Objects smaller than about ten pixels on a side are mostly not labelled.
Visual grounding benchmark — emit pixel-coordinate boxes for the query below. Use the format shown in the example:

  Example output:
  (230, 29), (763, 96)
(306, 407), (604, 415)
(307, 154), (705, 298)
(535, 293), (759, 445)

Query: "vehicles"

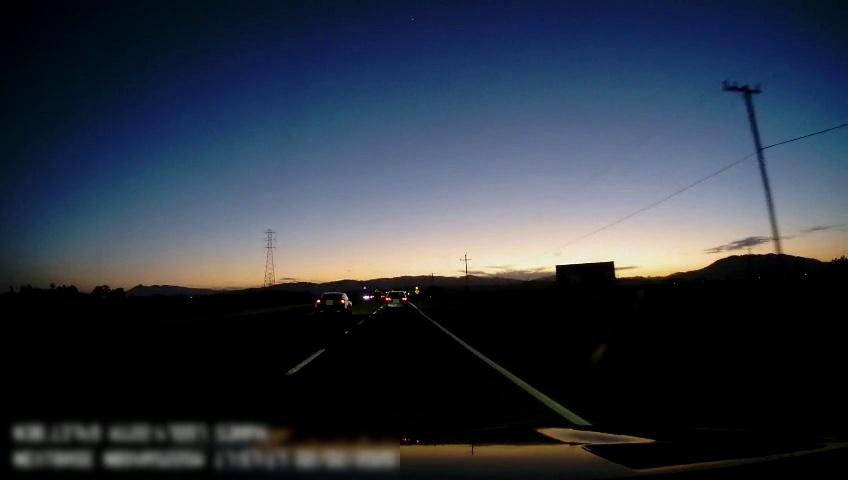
(386, 290), (409, 311)
(372, 291), (384, 303)
(315, 291), (353, 322)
